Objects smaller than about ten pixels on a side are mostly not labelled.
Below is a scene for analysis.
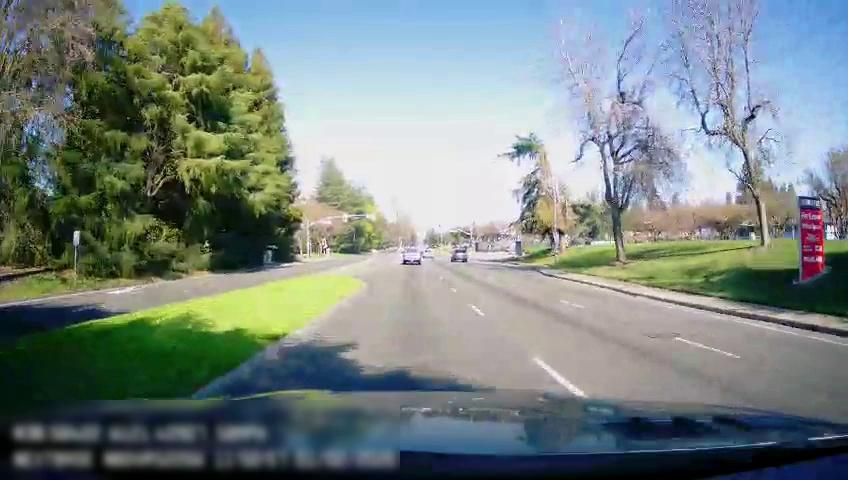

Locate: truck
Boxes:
[399,247,421,265]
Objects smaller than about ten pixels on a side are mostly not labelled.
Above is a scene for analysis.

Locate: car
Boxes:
[450,247,468,262]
